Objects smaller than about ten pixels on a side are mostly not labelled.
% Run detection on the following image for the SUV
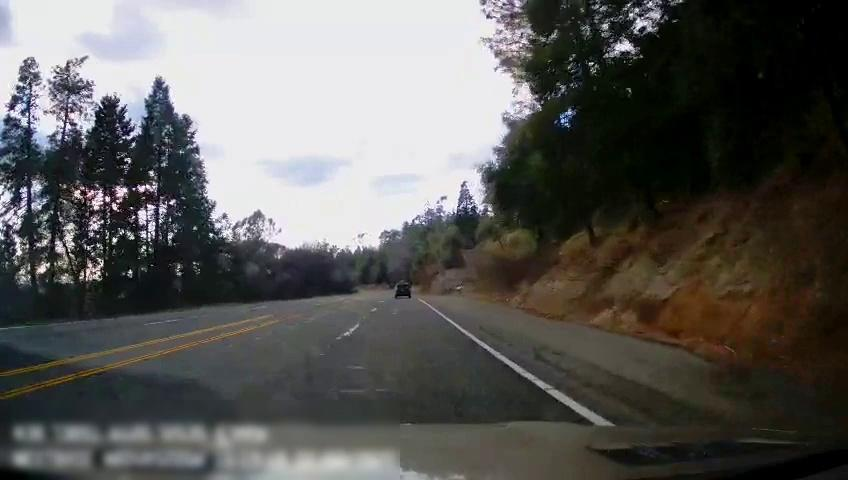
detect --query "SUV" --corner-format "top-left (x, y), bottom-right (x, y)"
top-left (394, 282), bottom-right (412, 298)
